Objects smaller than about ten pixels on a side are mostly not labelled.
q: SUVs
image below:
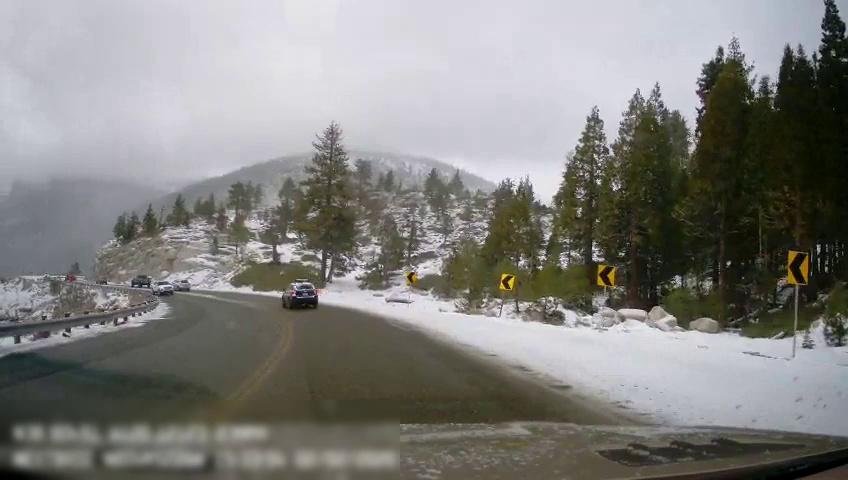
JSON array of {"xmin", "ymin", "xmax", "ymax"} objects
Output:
[
  {"xmin": 281, "ymin": 278, "xmax": 319, "ymax": 311},
  {"xmin": 152, "ymin": 280, "xmax": 174, "ymax": 296}
]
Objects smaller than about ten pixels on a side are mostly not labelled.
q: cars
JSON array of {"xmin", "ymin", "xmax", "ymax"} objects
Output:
[{"xmin": 172, "ymin": 278, "xmax": 191, "ymax": 292}]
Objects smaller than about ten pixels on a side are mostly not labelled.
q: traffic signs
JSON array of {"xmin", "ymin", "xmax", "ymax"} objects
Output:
[
  {"xmin": 787, "ymin": 251, "xmax": 808, "ymax": 284},
  {"xmin": 500, "ymin": 274, "xmax": 515, "ymax": 290},
  {"xmin": 597, "ymin": 264, "xmax": 616, "ymax": 286}
]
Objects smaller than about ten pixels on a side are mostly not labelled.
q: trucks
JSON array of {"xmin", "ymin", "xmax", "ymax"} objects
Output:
[{"xmin": 131, "ymin": 274, "xmax": 151, "ymax": 288}]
